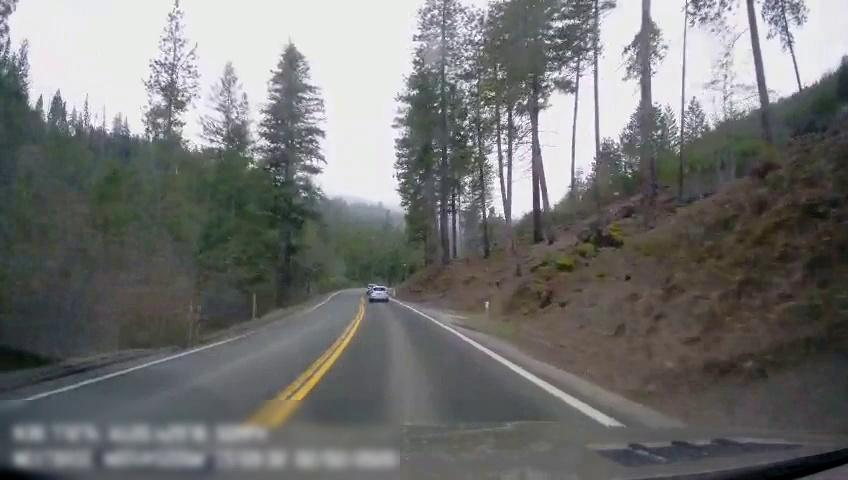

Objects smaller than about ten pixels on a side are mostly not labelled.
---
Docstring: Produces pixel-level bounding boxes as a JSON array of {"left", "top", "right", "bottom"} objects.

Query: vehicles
[
  {"left": 369, "top": 286, "right": 389, "bottom": 303},
  {"left": 366, "top": 283, "right": 379, "bottom": 294}
]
